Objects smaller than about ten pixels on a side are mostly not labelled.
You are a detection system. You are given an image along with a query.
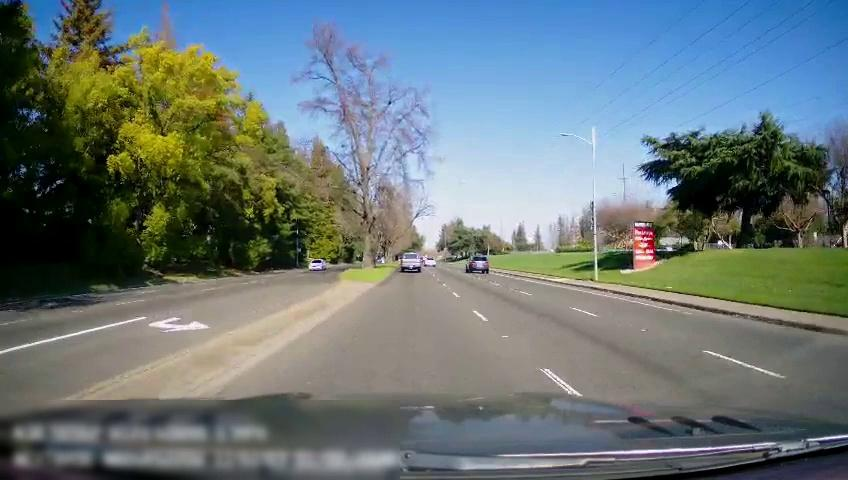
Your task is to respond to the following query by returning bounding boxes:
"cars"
[424,257,436,267]
[308,259,327,272]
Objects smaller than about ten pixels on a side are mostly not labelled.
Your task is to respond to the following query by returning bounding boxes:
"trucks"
[400,253,422,273]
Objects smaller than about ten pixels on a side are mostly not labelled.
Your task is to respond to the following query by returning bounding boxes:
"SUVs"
[464,255,489,273]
